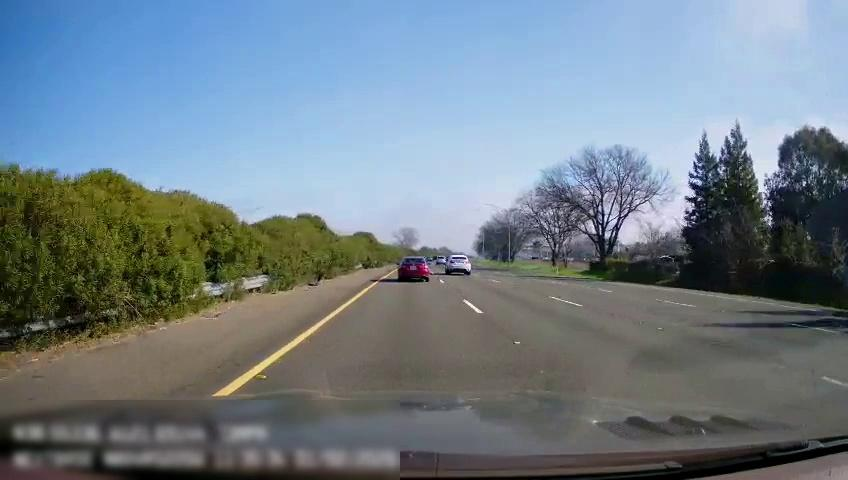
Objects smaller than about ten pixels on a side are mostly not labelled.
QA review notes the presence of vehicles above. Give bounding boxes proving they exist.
[435,255,446,264]
[444,254,472,276]
[397,256,430,282]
